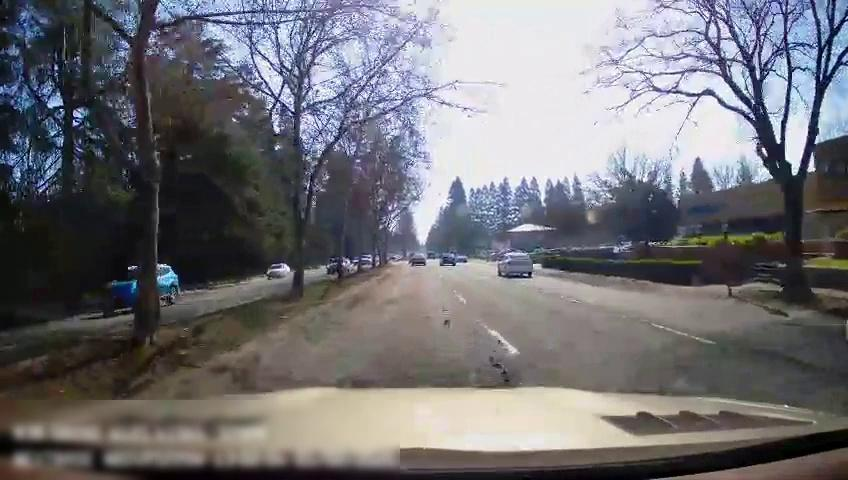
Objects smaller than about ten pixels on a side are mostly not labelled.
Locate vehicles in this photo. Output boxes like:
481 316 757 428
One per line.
326 256 353 276
359 254 373 266
427 250 436 260
455 254 468 264
439 252 457 267
497 253 534 278
409 253 427 267
266 263 291 280
101 263 181 316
